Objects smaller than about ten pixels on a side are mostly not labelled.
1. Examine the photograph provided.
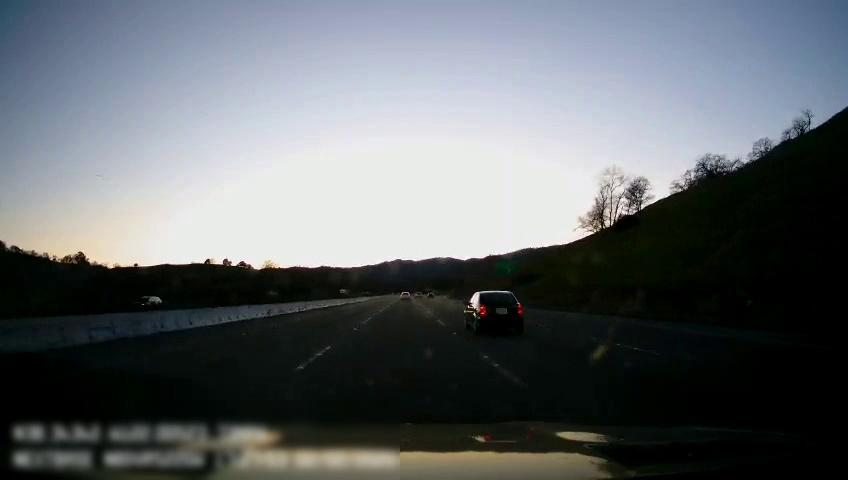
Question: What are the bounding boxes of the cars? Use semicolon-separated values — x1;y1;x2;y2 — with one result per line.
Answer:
464;291;525;335
132;296;163;308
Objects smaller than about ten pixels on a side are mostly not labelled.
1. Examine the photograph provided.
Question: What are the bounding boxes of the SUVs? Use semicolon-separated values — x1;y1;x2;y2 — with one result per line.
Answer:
400;292;411;301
